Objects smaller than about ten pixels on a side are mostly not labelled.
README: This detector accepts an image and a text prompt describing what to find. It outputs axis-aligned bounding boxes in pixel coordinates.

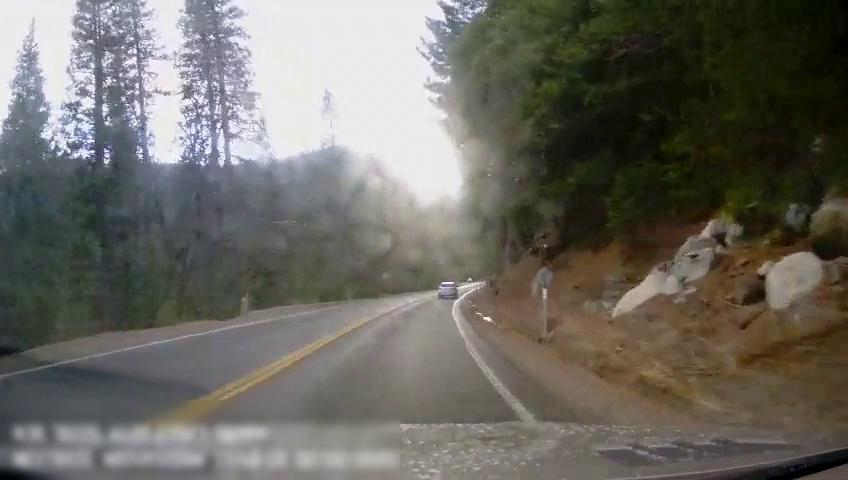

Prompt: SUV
[438,281,459,298]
